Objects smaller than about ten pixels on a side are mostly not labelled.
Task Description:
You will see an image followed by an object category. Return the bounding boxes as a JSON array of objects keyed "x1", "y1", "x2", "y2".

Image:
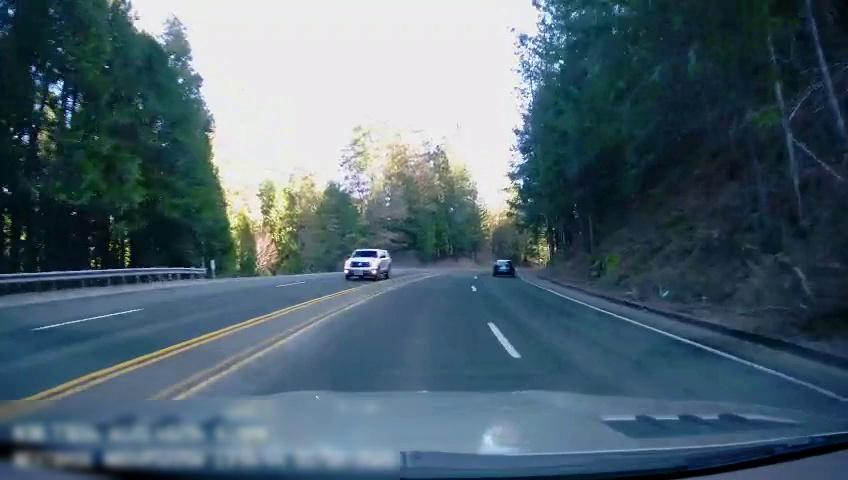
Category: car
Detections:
[{"x1": 493, "y1": 260, "x2": 514, "y2": 277}]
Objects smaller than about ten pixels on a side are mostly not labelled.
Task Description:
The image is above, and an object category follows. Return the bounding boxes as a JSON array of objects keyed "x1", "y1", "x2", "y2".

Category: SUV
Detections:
[{"x1": 343, "y1": 249, "x2": 392, "y2": 281}]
